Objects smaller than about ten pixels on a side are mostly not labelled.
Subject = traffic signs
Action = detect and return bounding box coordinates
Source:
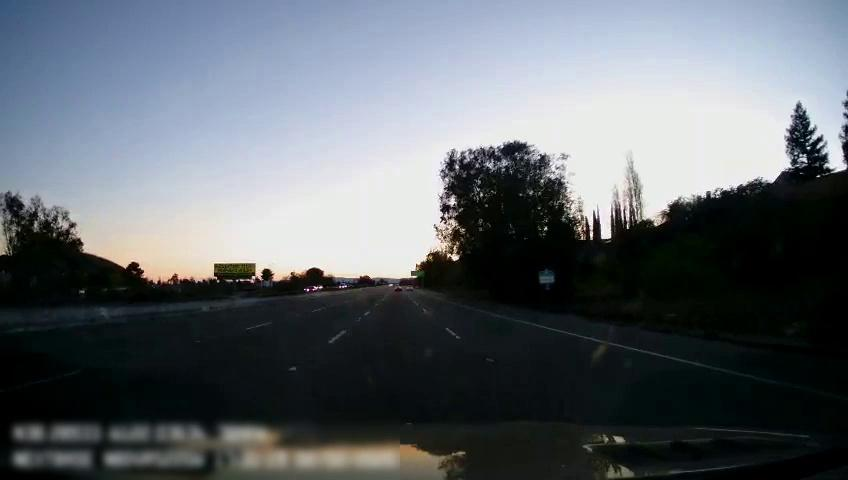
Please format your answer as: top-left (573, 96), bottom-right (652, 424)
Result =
top-left (538, 270), bottom-right (556, 284)
top-left (410, 270), bottom-right (425, 277)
